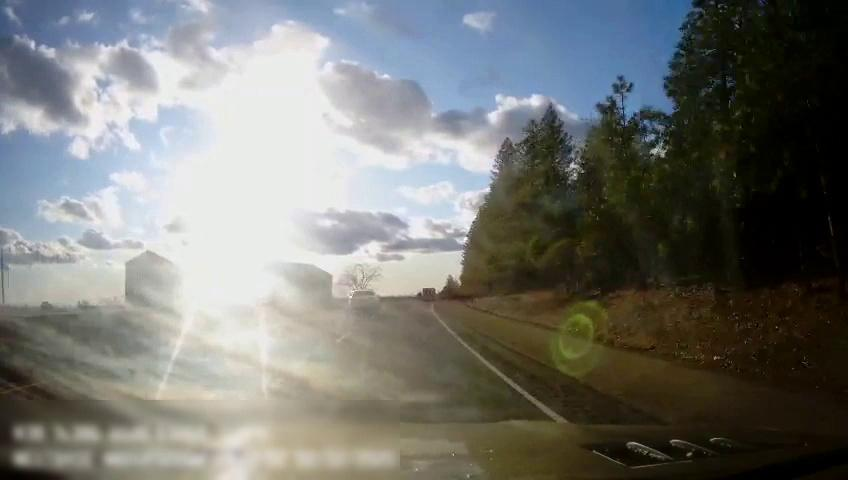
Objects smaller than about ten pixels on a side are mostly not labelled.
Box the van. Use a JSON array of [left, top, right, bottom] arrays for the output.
[[421, 287, 436, 302]]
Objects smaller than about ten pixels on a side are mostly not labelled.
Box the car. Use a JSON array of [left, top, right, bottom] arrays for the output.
[[348, 289, 380, 313]]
